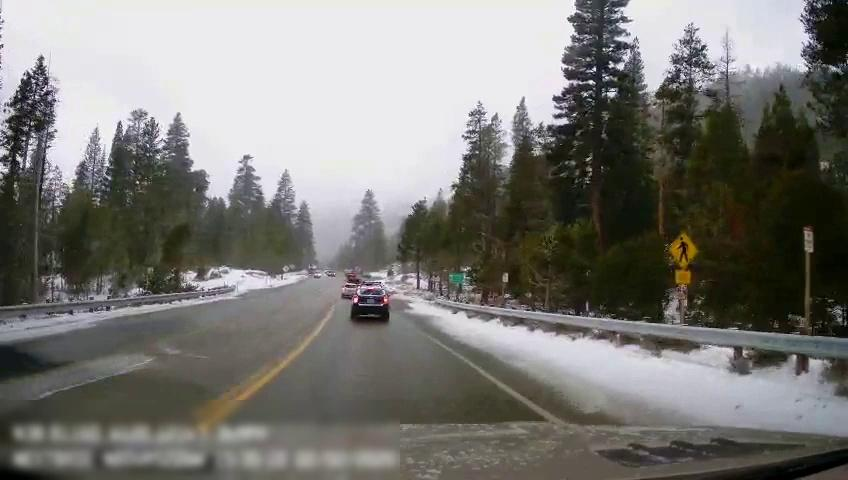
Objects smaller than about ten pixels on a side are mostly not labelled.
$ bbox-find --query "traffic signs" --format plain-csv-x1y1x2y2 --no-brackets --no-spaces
803,226,815,253
501,272,509,283
674,270,692,284
667,231,699,269
448,271,465,284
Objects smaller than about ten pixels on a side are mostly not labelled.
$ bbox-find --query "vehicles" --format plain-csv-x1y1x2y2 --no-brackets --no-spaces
308,264,317,275
350,280,390,320
346,277,362,286
341,282,360,300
